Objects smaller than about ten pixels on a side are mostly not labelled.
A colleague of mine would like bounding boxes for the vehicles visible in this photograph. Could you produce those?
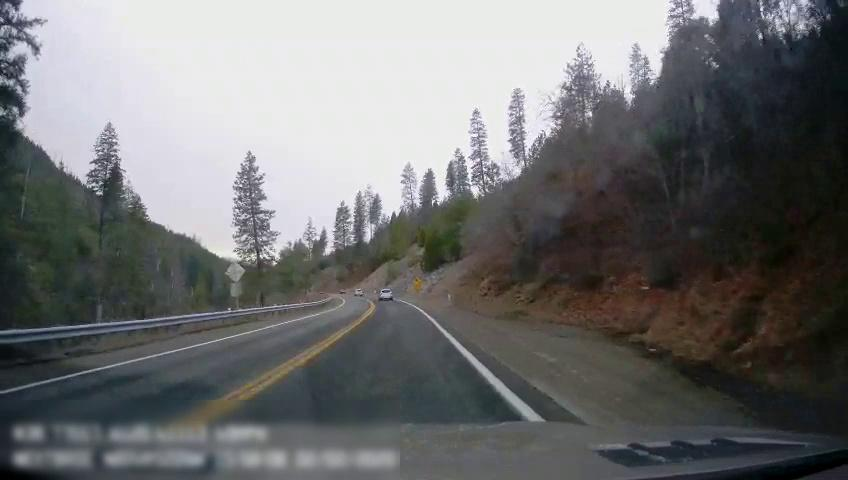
[353,288,363,296]
[378,288,393,301]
